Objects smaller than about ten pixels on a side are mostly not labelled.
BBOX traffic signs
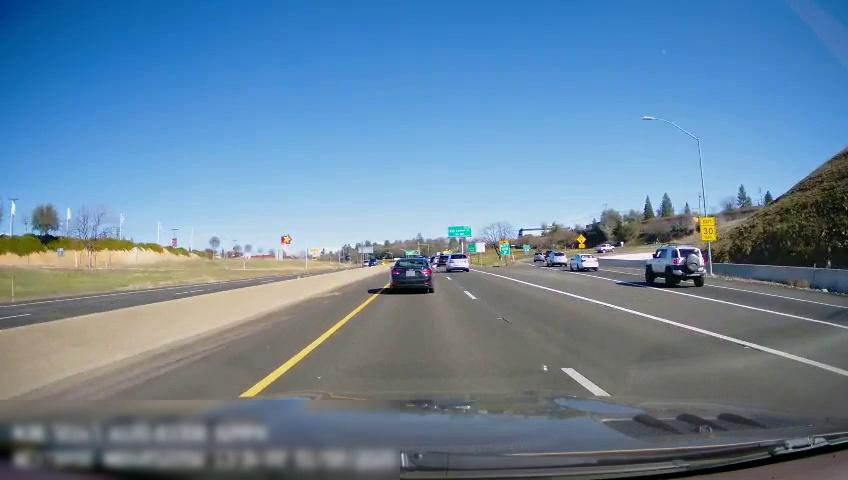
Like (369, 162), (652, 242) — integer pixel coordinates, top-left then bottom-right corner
(404, 250), (419, 257)
(700, 215), (717, 239)
(498, 240), (508, 253)
(466, 243), (478, 255)
(447, 225), (472, 240)
(500, 243), (511, 256)
(523, 244), (532, 256)
(577, 233), (587, 248)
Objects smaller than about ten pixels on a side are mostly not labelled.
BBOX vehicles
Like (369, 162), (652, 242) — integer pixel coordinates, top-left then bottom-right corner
(533, 252), (546, 263)
(444, 252), (471, 274)
(569, 253), (599, 273)
(368, 258), (380, 267)
(361, 260), (370, 268)
(437, 255), (449, 267)
(597, 243), (616, 254)
(645, 245), (704, 288)
(390, 255), (435, 292)
(546, 251), (568, 267)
